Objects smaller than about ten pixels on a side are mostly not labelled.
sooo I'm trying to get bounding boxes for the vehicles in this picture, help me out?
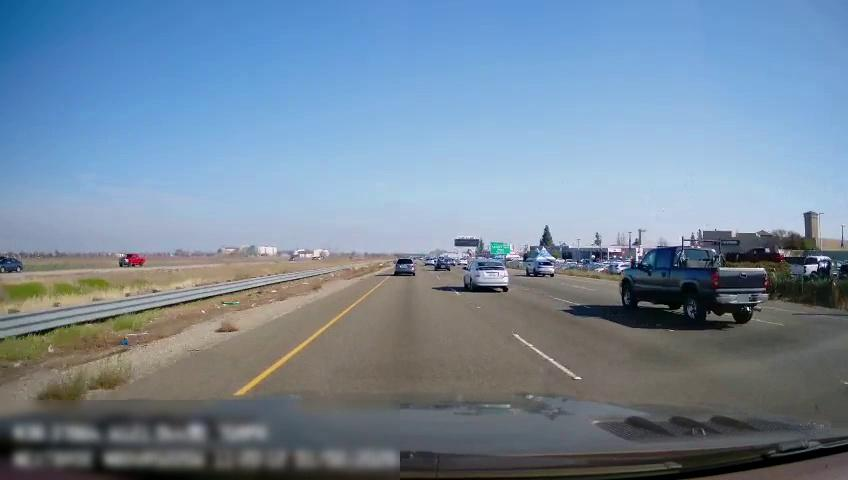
[457,257,468,266]
[433,257,451,271]
[118,252,146,268]
[423,257,435,267]
[462,258,509,293]
[393,258,416,276]
[618,235,769,329]
[525,260,555,278]
[0,256,24,274]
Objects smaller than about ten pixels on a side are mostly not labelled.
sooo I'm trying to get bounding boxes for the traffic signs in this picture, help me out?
[489,240,512,255]
[493,254,505,259]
